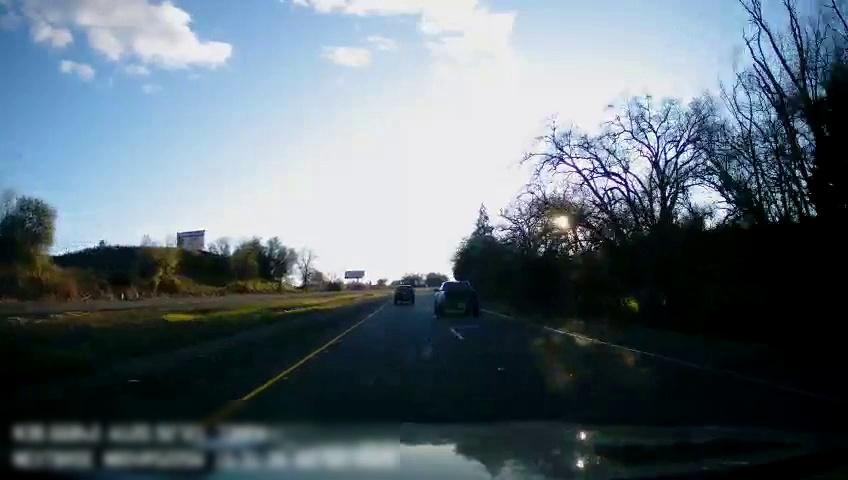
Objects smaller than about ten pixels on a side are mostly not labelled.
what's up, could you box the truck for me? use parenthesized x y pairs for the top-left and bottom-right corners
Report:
(433, 281), (478, 316)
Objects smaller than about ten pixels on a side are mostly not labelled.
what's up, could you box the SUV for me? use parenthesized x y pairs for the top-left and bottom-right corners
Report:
(394, 285), (416, 304)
